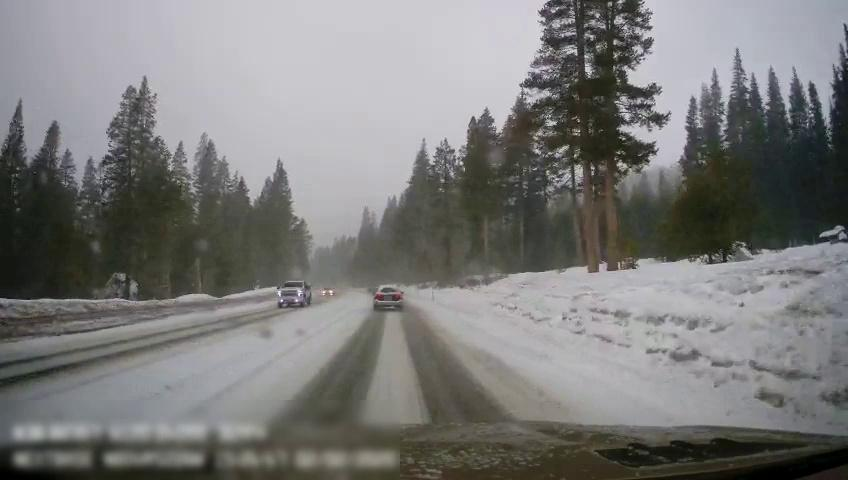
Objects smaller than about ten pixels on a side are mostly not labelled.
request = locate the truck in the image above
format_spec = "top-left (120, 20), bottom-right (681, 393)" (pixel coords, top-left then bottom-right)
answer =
top-left (276, 280), bottom-right (313, 309)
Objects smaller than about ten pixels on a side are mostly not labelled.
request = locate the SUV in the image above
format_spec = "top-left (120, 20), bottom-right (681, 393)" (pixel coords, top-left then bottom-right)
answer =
top-left (372, 283), bottom-right (405, 312)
